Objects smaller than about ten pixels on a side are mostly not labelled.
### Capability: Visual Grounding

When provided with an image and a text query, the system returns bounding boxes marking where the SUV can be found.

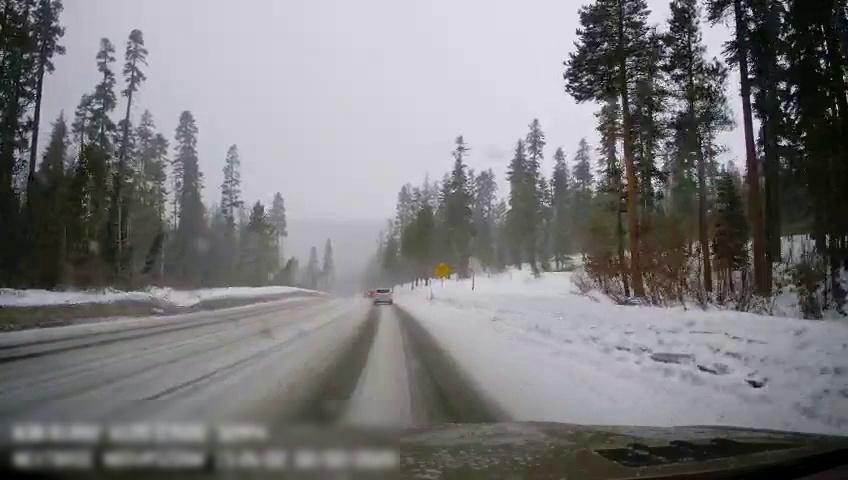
[372,288,394,306]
